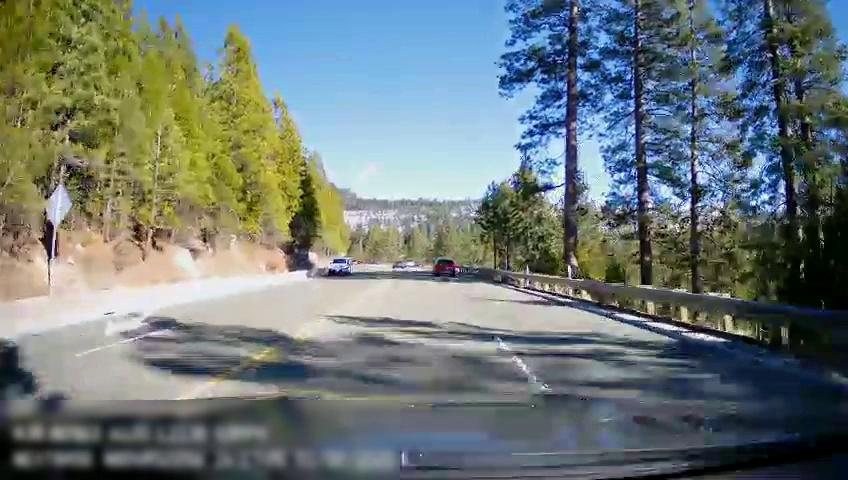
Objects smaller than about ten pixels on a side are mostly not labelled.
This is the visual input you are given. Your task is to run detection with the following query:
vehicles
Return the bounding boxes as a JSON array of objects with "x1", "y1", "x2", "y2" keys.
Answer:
[
  {"x1": 391, "y1": 261, "x2": 406, "y2": 269},
  {"x1": 431, "y1": 259, "x2": 456, "y2": 277},
  {"x1": 327, "y1": 257, "x2": 353, "y2": 277},
  {"x1": 405, "y1": 259, "x2": 416, "y2": 268}
]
